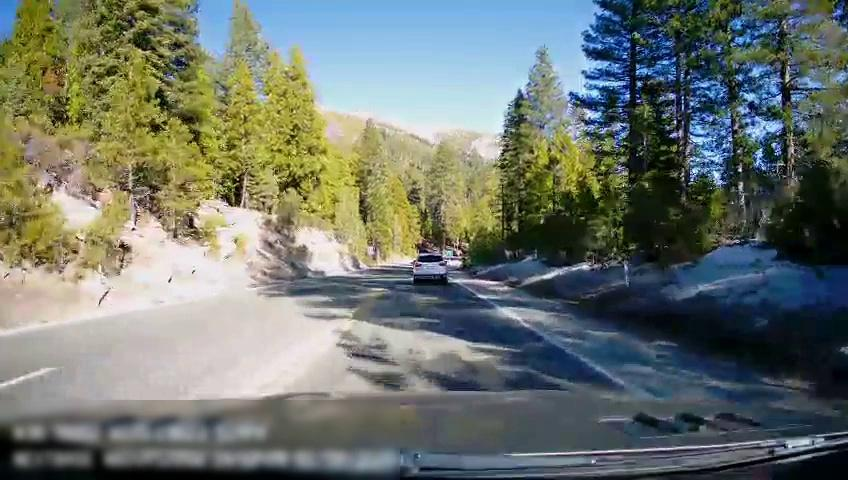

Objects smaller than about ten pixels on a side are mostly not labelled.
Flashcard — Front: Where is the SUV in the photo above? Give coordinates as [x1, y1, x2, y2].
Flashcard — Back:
[412, 252, 449, 287]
